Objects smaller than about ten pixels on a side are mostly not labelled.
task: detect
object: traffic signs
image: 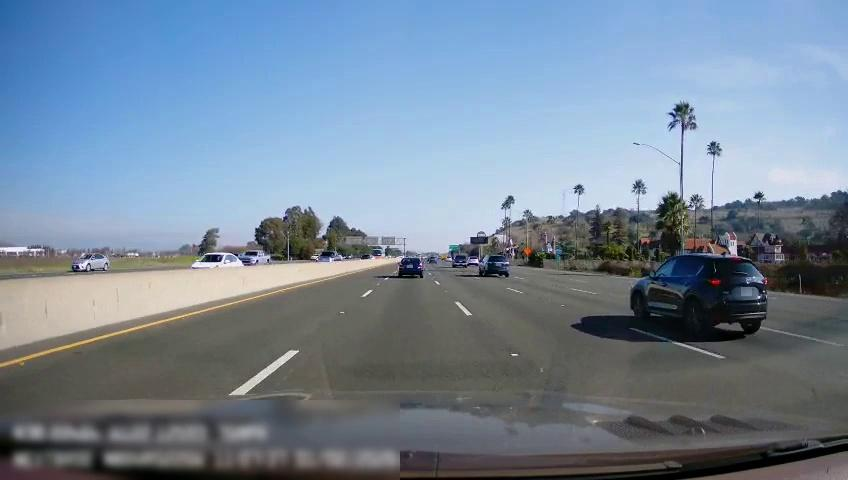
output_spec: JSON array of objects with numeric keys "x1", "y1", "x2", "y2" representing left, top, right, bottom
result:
[
  {"x1": 364, "y1": 235, "x2": 379, "y2": 246},
  {"x1": 345, "y1": 235, "x2": 363, "y2": 246},
  {"x1": 449, "y1": 244, "x2": 462, "y2": 252},
  {"x1": 381, "y1": 236, "x2": 396, "y2": 246}
]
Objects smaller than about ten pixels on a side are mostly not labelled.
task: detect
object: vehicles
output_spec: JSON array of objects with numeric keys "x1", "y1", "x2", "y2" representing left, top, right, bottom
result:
[
  {"x1": 452, "y1": 255, "x2": 467, "y2": 269},
  {"x1": 71, "y1": 252, "x2": 110, "y2": 273},
  {"x1": 466, "y1": 256, "x2": 479, "y2": 267},
  {"x1": 397, "y1": 257, "x2": 425, "y2": 278},
  {"x1": 316, "y1": 250, "x2": 343, "y2": 263},
  {"x1": 359, "y1": 254, "x2": 376, "y2": 261},
  {"x1": 629, "y1": 252, "x2": 769, "y2": 336},
  {"x1": 190, "y1": 251, "x2": 244, "y2": 269},
  {"x1": 478, "y1": 253, "x2": 511, "y2": 278},
  {"x1": 372, "y1": 248, "x2": 386, "y2": 259},
  {"x1": 342, "y1": 253, "x2": 354, "y2": 259},
  {"x1": 237, "y1": 249, "x2": 272, "y2": 266}
]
